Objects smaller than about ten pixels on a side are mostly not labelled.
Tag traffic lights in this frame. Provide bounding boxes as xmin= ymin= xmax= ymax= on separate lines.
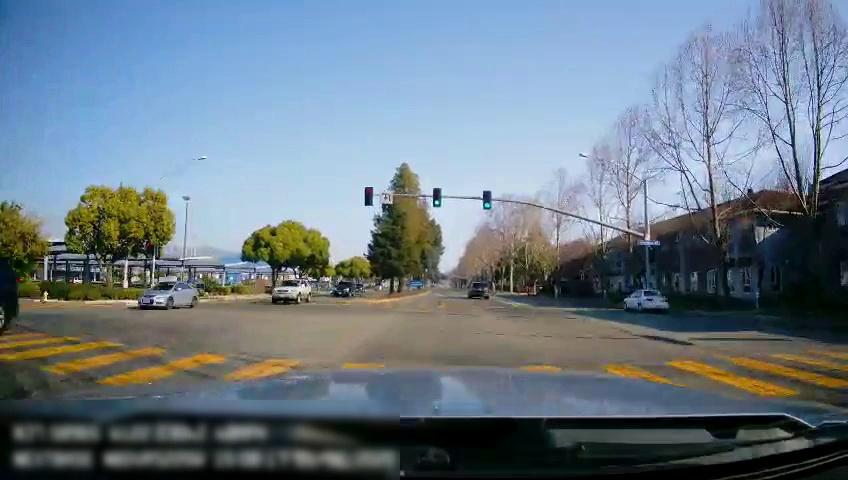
xmin=482 ymin=190 xmax=493 ymax=211
xmin=432 ymin=187 xmax=442 ymax=209
xmin=362 ymin=185 xmax=374 ymax=208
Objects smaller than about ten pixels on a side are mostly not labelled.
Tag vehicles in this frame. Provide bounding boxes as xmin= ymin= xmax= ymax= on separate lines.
xmin=0 ymin=253 xmax=20 ymax=335
xmin=138 ymin=280 xmax=199 ymax=311
xmin=623 ymin=288 xmax=671 ymax=313
xmin=466 ymin=280 xmax=489 ymax=300
xmin=333 ymin=280 xmax=358 ymax=298
xmin=271 ymin=278 xmax=313 ymax=305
